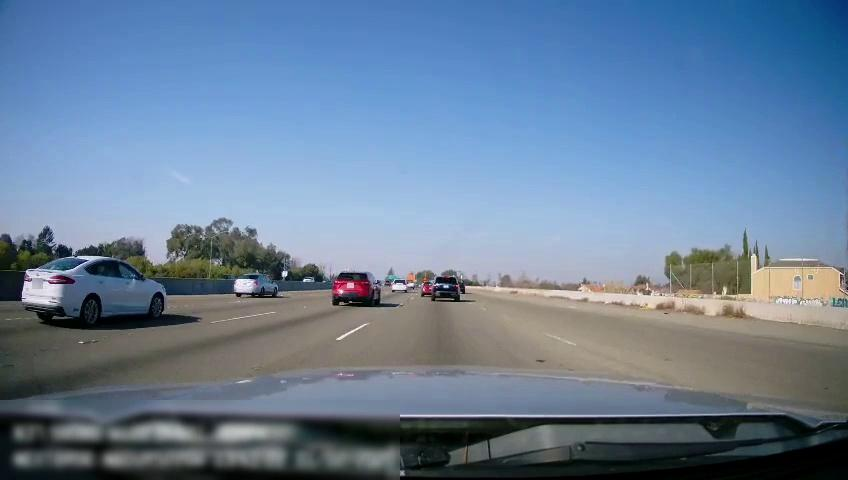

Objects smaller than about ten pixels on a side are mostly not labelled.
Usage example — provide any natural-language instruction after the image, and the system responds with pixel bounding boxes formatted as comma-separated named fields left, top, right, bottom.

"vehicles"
left=301, top=276, right=316, bottom=283
left=21, top=255, right=166, bottom=330
left=431, top=276, right=460, bottom=302
left=331, top=271, right=383, bottom=308
left=457, top=279, right=466, bottom=294
left=421, top=281, right=433, bottom=296
left=232, top=272, right=279, bottom=298
left=390, top=278, right=408, bottom=293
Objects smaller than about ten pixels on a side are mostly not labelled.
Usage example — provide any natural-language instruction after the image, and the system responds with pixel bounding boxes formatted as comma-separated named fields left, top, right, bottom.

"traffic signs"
left=388, top=274, right=399, bottom=281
